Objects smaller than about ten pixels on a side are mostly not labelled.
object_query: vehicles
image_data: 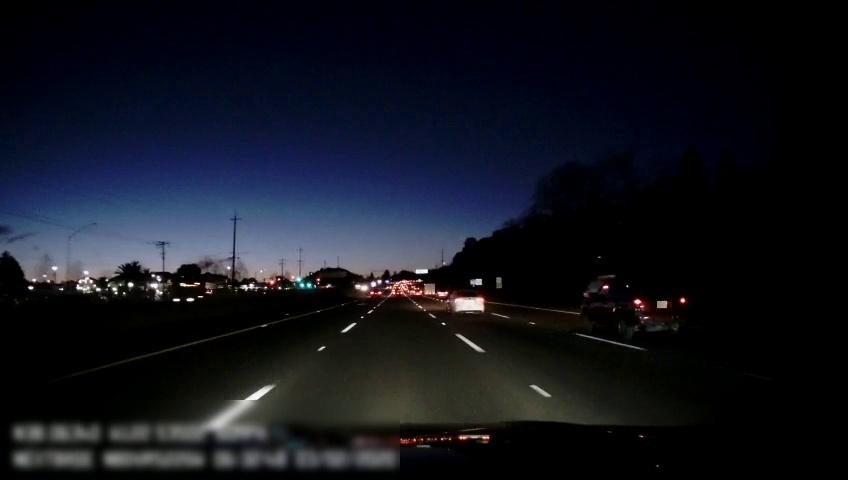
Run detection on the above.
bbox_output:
[579,277,687,342]
[370,288,382,299]
[446,289,484,316]
[421,283,435,300]
[171,294,199,303]
[582,274,617,298]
